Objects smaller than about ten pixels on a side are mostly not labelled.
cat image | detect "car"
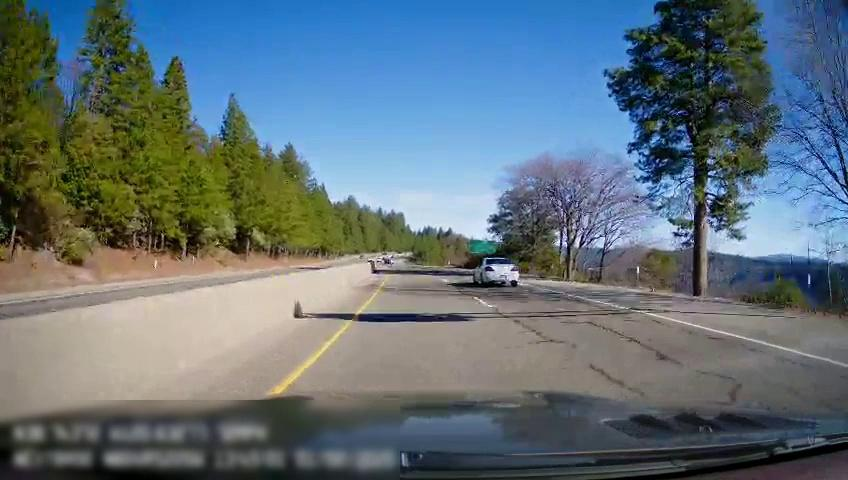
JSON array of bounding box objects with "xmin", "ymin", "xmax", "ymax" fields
[{"xmin": 473, "ymin": 256, "xmax": 519, "ymax": 288}]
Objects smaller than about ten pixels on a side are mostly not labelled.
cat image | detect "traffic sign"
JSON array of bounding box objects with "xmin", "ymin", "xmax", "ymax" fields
[{"xmin": 468, "ymin": 241, "xmax": 497, "ymax": 255}]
